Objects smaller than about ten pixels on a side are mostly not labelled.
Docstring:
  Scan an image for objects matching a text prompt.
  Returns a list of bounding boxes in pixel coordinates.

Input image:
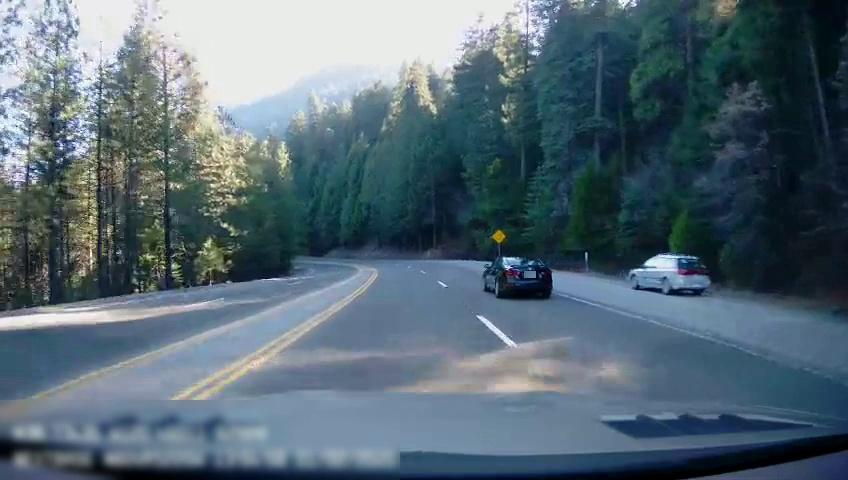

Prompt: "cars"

[483,256,553,299]
[629,253,711,297]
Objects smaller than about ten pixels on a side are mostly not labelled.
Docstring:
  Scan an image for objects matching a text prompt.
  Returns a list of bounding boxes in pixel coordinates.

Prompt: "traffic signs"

[491,228,509,245]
